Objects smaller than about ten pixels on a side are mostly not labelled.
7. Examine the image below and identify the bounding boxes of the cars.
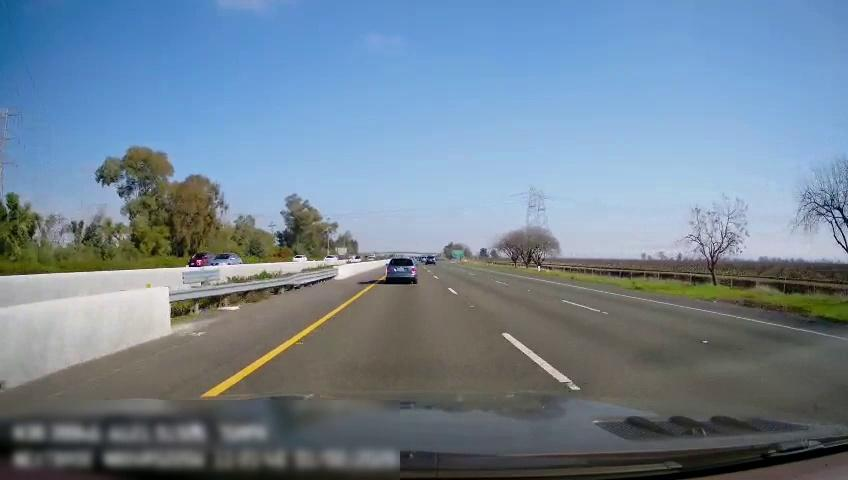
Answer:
[207,252,243,267]
[291,254,308,263]
[424,255,436,266]
[188,251,216,268]
[322,254,339,262]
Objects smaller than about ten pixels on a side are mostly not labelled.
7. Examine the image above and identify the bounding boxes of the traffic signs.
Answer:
[452,249,465,257]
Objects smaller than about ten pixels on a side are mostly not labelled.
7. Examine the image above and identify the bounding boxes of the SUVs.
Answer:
[384,258,417,285]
